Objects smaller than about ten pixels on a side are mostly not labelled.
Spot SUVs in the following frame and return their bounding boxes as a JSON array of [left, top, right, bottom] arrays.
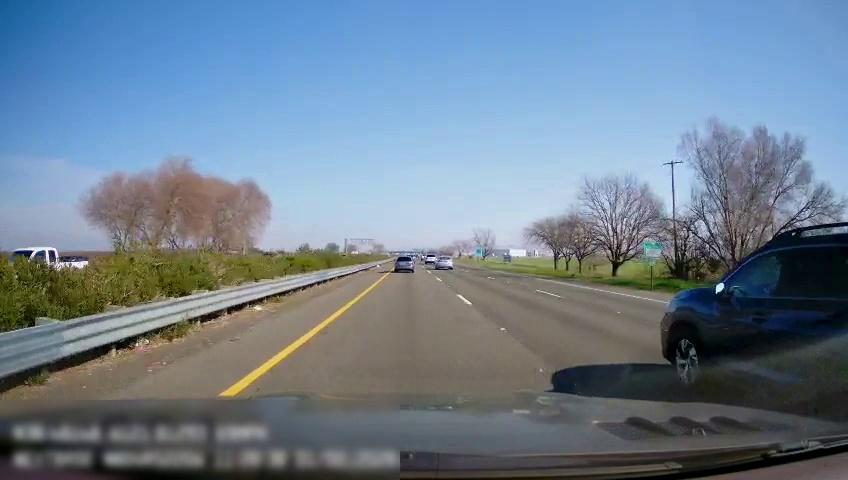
[[394, 255, 415, 274], [658, 232, 848, 420], [424, 255, 437, 265], [434, 255, 453, 270]]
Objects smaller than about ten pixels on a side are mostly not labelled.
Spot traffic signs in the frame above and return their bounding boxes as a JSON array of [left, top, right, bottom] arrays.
[[642, 241, 664, 257]]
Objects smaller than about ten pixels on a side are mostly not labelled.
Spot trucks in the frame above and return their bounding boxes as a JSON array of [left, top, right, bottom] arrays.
[[11, 247, 88, 272]]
